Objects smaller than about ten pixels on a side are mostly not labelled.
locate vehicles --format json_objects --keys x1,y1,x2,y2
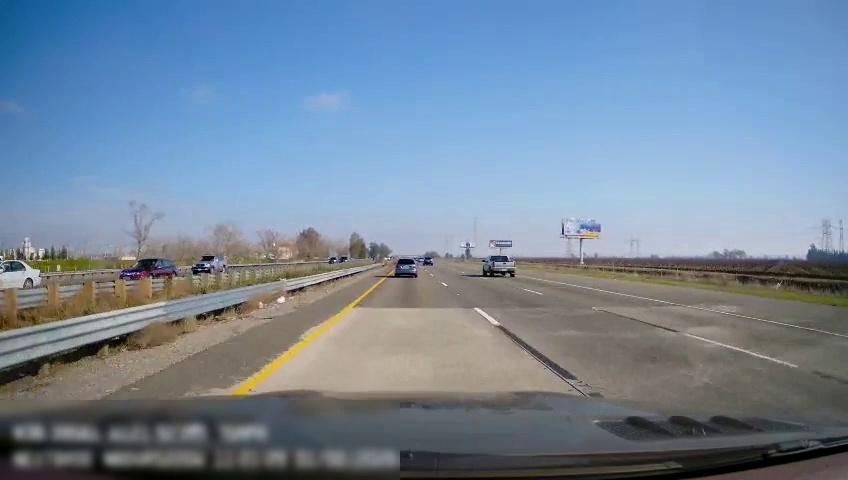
[
  {"x1": 394, "y1": 258, "x2": 418, "y2": 278},
  {"x1": 0, "y1": 259, "x2": 42, "y2": 292},
  {"x1": 119, "y1": 258, "x2": 180, "y2": 282},
  {"x1": 191, "y1": 254, "x2": 228, "y2": 276},
  {"x1": 422, "y1": 256, "x2": 434, "y2": 267},
  {"x1": 481, "y1": 255, "x2": 516, "y2": 278},
  {"x1": 328, "y1": 256, "x2": 340, "y2": 265},
  {"x1": 338, "y1": 256, "x2": 352, "y2": 264}
]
